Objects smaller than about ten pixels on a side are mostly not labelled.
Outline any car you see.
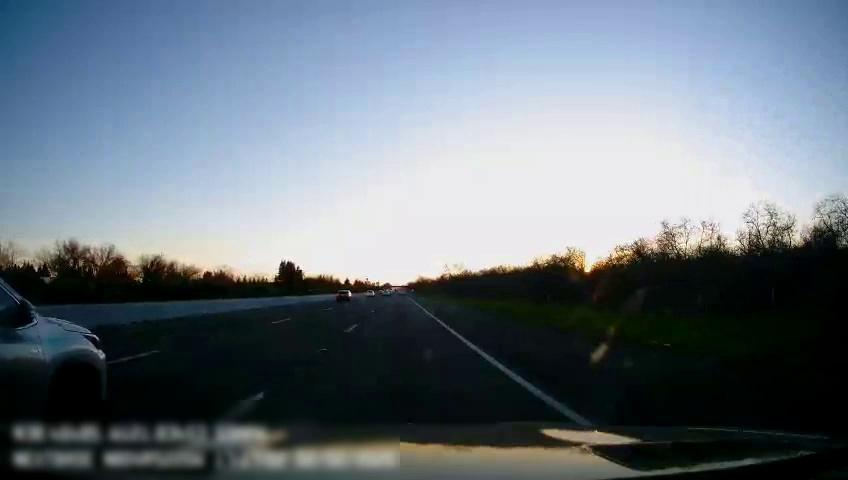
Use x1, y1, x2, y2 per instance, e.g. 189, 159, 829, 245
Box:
336, 289, 353, 303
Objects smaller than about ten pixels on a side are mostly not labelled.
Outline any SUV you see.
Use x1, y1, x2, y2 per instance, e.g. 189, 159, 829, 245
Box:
0, 278, 108, 447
